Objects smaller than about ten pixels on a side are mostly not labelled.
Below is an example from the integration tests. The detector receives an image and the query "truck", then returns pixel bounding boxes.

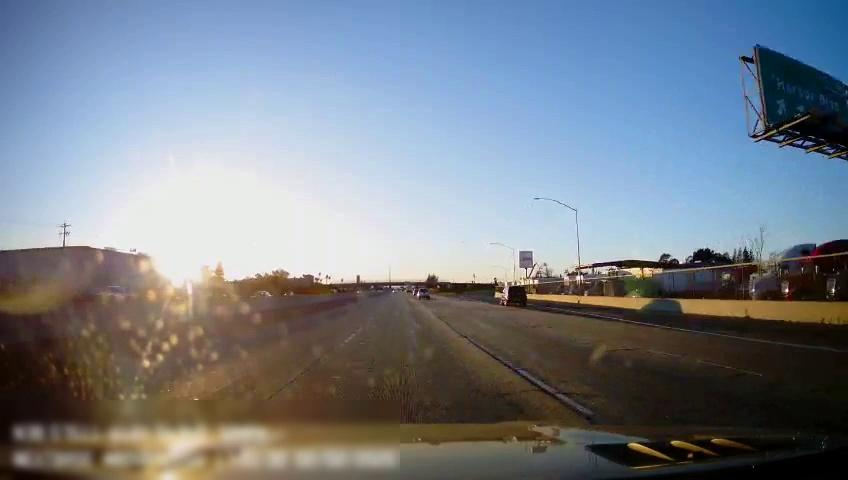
[416,289,430,301]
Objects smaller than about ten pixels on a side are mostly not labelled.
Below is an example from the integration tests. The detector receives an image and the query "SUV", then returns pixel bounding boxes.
[500,286,528,307]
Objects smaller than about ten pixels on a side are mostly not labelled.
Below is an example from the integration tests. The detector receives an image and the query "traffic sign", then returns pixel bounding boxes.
[757,45,848,139]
